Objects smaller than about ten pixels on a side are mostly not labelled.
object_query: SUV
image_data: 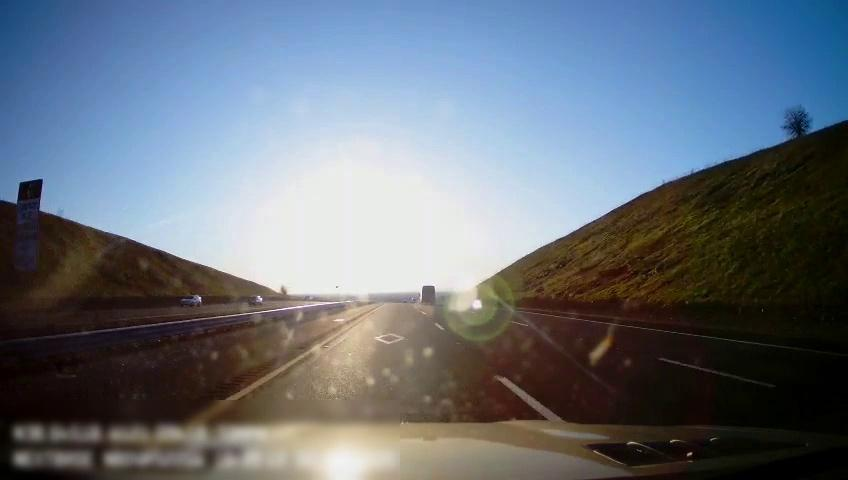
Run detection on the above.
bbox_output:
[248,296,263,307]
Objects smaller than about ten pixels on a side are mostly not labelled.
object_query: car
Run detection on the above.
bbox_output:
[179,294,202,308]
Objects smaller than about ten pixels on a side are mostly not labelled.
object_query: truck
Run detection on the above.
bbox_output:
[421,286,435,305]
